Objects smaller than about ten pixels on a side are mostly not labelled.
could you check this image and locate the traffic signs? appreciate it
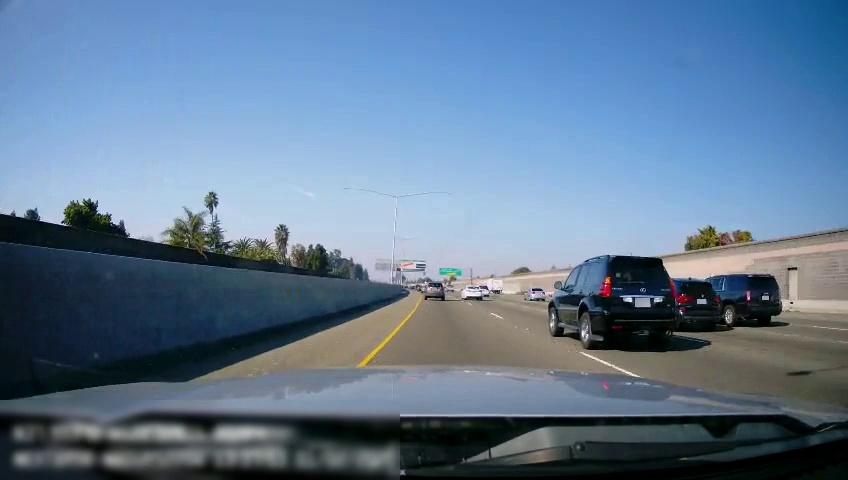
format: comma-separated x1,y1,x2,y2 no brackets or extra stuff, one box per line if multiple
438,267,464,277
395,267,402,281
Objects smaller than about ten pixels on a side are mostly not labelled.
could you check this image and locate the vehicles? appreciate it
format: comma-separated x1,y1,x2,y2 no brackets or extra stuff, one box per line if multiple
478,285,490,298
669,277,721,333
547,254,678,350
461,284,484,301
423,281,447,301
487,280,503,295
524,287,546,302
702,272,783,328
